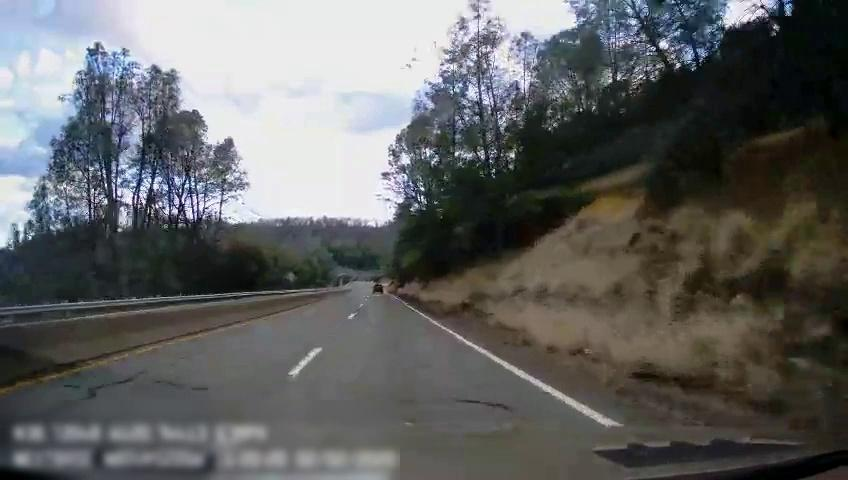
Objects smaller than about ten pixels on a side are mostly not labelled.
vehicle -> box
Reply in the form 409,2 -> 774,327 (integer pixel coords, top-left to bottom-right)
373,284 -> 384,295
